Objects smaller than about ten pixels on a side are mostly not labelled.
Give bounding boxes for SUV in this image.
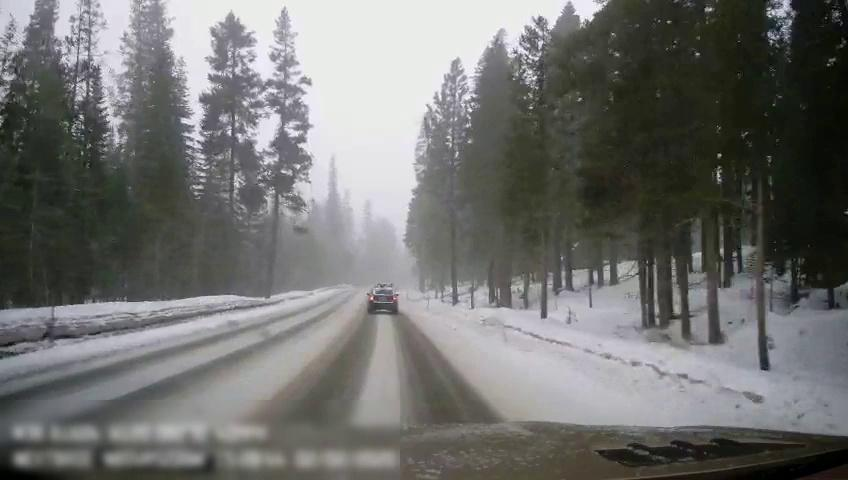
[366,283,400,314]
